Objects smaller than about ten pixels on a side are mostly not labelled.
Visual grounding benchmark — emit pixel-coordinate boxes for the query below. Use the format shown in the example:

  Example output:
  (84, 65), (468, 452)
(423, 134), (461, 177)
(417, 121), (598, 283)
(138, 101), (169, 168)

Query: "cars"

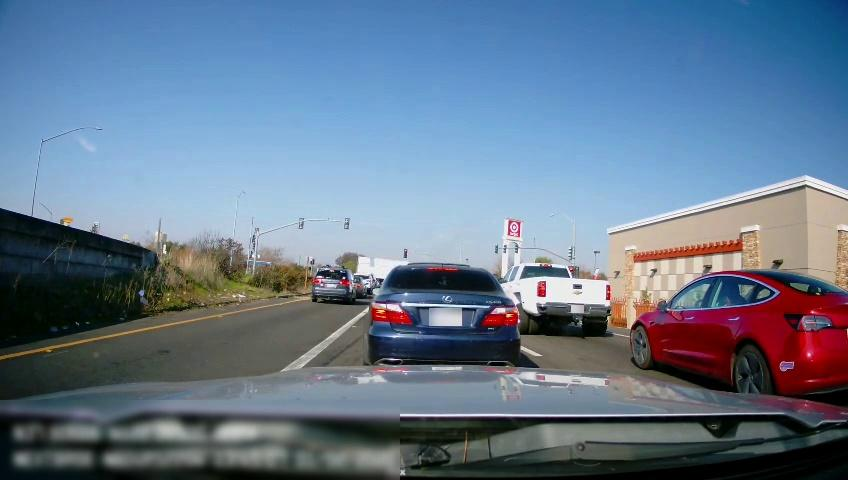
(628, 267), (848, 408)
(361, 262), (522, 367)
(350, 274), (370, 300)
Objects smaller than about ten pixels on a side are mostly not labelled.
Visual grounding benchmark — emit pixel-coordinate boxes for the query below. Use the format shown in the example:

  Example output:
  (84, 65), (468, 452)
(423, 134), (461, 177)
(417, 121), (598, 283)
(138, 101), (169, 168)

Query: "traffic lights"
(403, 248), (408, 260)
(494, 244), (499, 255)
(567, 247), (573, 261)
(513, 242), (519, 256)
(343, 217), (350, 231)
(502, 243), (507, 255)
(297, 217), (305, 230)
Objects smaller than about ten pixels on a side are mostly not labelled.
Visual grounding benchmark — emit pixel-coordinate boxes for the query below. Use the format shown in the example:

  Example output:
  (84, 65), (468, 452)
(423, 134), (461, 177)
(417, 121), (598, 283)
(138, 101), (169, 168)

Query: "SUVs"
(353, 272), (376, 296)
(311, 264), (359, 306)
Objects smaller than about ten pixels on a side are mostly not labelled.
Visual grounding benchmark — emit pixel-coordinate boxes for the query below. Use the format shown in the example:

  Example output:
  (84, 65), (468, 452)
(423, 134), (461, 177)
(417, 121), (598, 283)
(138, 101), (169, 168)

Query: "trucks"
(357, 255), (409, 283)
(491, 263), (613, 338)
